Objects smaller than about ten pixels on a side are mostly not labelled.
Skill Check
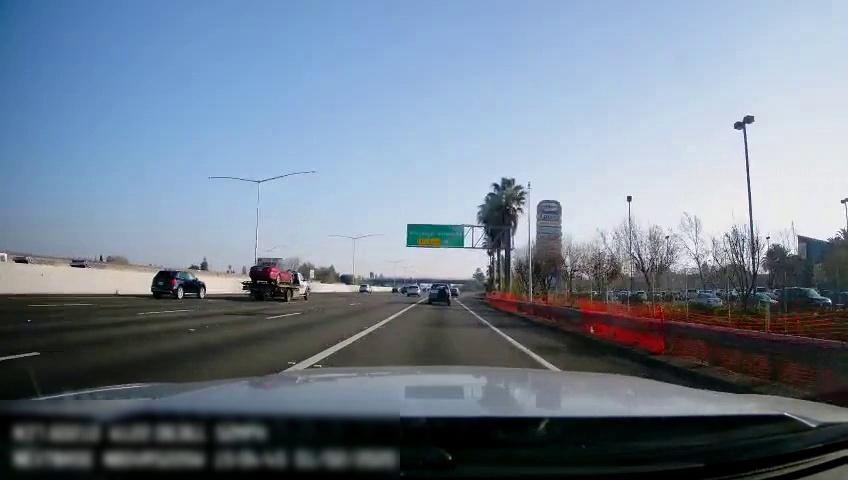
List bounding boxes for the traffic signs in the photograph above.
[407,223,466,248]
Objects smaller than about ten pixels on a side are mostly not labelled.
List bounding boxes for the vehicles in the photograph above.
[239,262,312,303]
[12,255,33,264]
[426,283,454,307]
[449,287,463,298]
[358,283,372,293]
[70,255,112,271]
[405,284,421,298]
[151,269,207,301]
